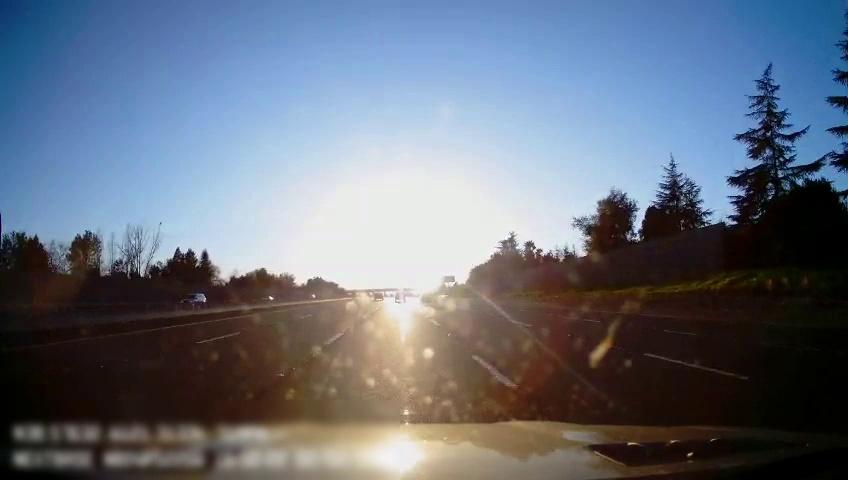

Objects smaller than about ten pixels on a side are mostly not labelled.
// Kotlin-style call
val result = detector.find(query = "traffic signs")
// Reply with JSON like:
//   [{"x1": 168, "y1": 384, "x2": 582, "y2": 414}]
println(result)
[{"x1": 444, "y1": 275, "x2": 455, "y2": 283}]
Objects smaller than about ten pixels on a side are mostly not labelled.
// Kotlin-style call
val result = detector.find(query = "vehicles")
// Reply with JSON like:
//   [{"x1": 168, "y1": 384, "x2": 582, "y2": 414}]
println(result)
[
  {"x1": 394, "y1": 292, "x2": 406, "y2": 304},
  {"x1": 261, "y1": 295, "x2": 275, "y2": 302},
  {"x1": 421, "y1": 293, "x2": 438, "y2": 305},
  {"x1": 374, "y1": 292, "x2": 384, "y2": 301},
  {"x1": 179, "y1": 292, "x2": 208, "y2": 305}
]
